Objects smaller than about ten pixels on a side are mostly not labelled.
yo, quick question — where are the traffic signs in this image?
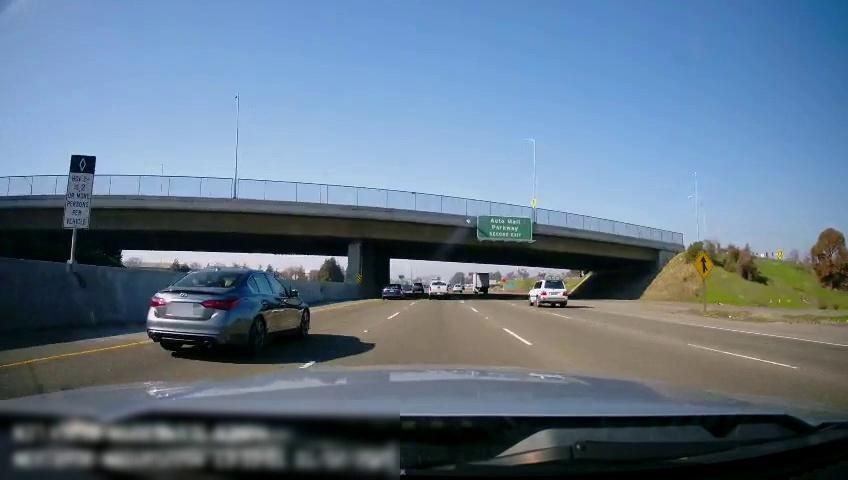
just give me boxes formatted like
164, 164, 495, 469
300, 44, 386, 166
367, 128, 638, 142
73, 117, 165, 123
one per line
696, 253, 713, 279
475, 214, 532, 243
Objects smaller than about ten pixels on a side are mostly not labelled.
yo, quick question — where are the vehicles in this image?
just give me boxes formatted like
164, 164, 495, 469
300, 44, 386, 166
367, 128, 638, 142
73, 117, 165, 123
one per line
411, 282, 425, 294
427, 278, 449, 299
382, 283, 405, 300
144, 268, 311, 353
451, 283, 464, 293
528, 279, 569, 308
472, 272, 490, 295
